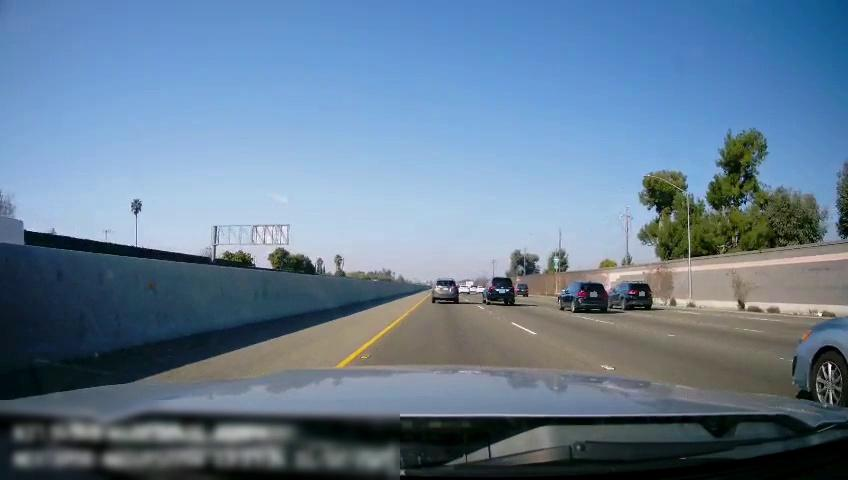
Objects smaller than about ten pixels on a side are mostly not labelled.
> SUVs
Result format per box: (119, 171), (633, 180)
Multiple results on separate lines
(481, 276), (515, 305)
(557, 282), (609, 314)
(430, 279), (459, 304)
(512, 283), (529, 298)
(604, 281), (653, 311)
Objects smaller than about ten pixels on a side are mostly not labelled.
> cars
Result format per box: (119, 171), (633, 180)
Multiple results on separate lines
(789, 316), (848, 405)
(458, 284), (470, 294)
